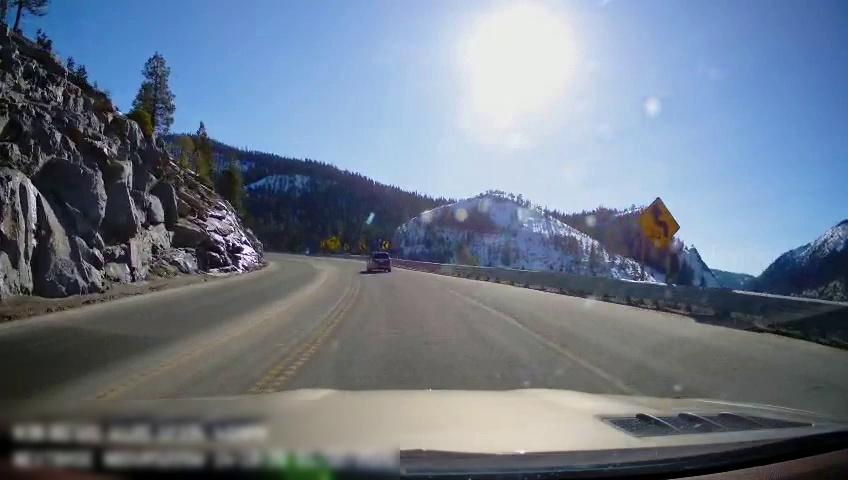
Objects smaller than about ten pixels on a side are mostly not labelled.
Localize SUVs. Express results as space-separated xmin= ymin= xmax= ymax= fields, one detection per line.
xmin=366 ymin=250 xmax=393 ymax=273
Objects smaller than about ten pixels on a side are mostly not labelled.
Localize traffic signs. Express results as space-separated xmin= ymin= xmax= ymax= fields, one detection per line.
xmin=638 ymin=195 xmax=682 ymax=254
xmin=327 ymin=236 xmax=341 ymax=252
